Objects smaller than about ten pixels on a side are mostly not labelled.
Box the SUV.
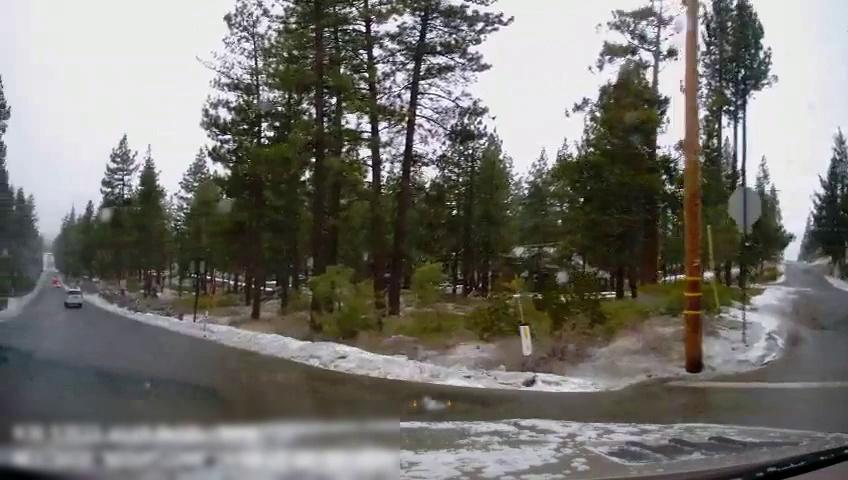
[60,289,84,311]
